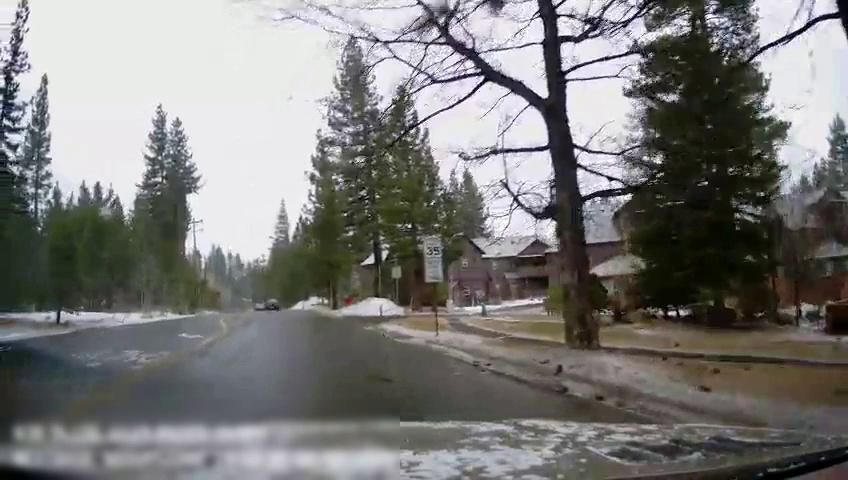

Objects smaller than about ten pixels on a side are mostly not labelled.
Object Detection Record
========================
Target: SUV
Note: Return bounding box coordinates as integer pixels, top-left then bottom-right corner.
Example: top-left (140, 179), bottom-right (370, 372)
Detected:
top-left (264, 298), bottom-right (281, 312)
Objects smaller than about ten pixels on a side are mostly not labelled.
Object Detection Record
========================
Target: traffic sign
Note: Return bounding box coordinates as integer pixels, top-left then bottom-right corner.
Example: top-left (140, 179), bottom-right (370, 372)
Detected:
top-left (424, 257), bottom-right (444, 283)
